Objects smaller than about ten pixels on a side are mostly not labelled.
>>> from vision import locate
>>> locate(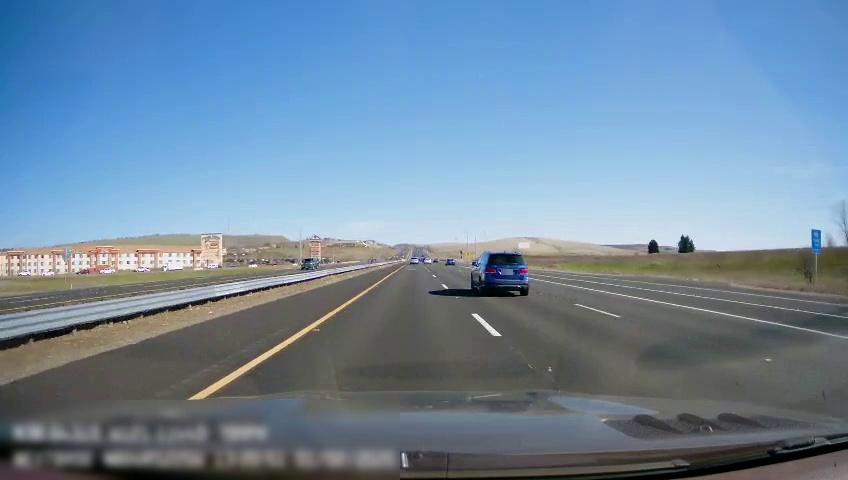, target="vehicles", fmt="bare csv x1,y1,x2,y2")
192,265,204,271
41,270,55,276
75,269,90,275
409,256,419,265
133,266,146,272
300,258,319,270
17,269,32,277
99,267,116,274
470,251,529,296
160,261,184,271
444,257,456,266
423,256,432,264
